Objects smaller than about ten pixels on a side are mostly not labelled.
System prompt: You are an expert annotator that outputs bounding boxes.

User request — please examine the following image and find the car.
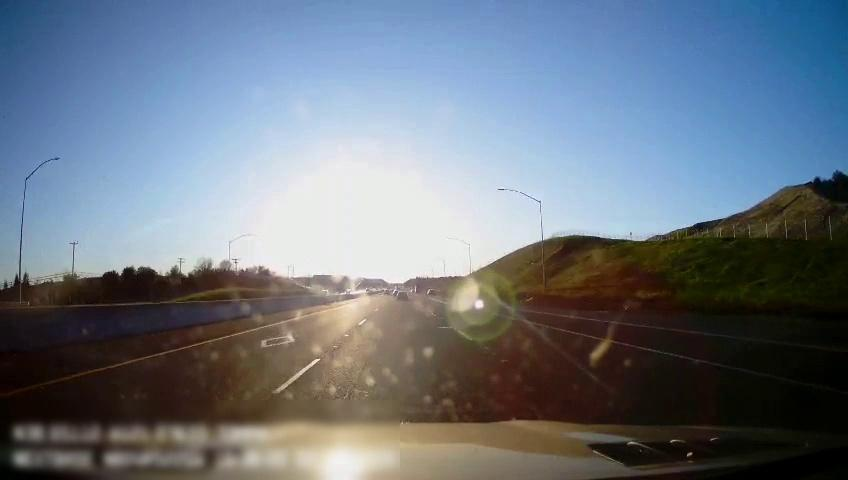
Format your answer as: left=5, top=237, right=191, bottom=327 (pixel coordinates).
left=396, top=291, right=409, bottom=301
